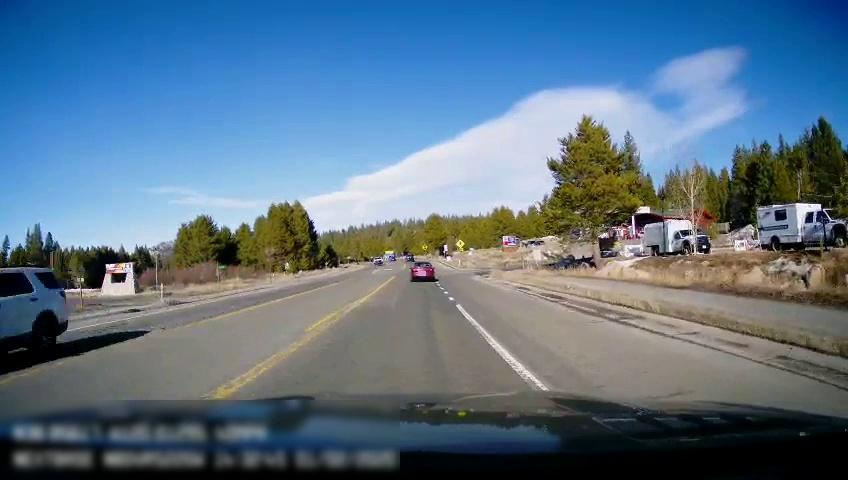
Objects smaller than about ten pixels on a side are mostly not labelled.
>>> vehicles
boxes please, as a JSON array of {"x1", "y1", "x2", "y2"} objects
[
  {"x1": 404, "y1": 253, "x2": 415, "y2": 262},
  {"x1": 0, "y1": 267, "x2": 69, "y2": 357},
  {"x1": 642, "y1": 218, "x2": 712, "y2": 257},
  {"x1": 373, "y1": 256, "x2": 384, "y2": 265},
  {"x1": 409, "y1": 260, "x2": 436, "y2": 282},
  {"x1": 755, "y1": 203, "x2": 848, "y2": 252}
]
